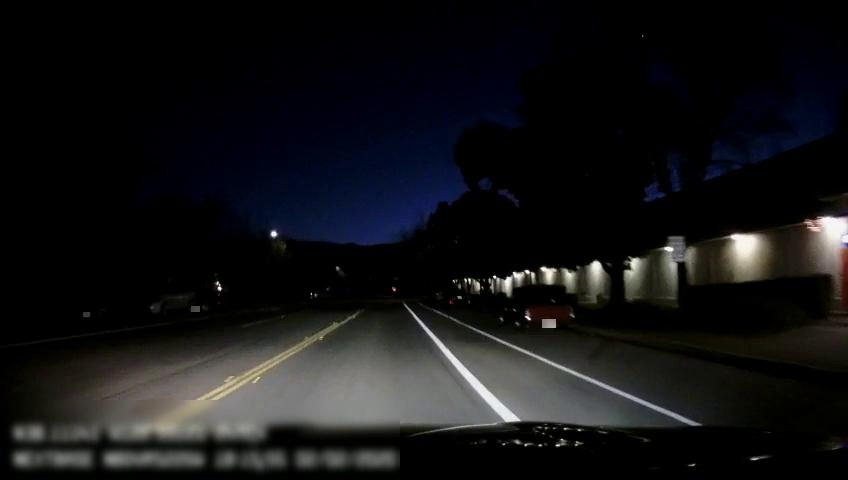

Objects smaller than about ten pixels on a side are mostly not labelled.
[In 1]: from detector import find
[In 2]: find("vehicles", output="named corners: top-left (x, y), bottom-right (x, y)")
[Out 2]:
top-left (499, 284), bottom-right (574, 329)
top-left (130, 281), bottom-right (198, 321)
top-left (443, 288), bottom-right (470, 307)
